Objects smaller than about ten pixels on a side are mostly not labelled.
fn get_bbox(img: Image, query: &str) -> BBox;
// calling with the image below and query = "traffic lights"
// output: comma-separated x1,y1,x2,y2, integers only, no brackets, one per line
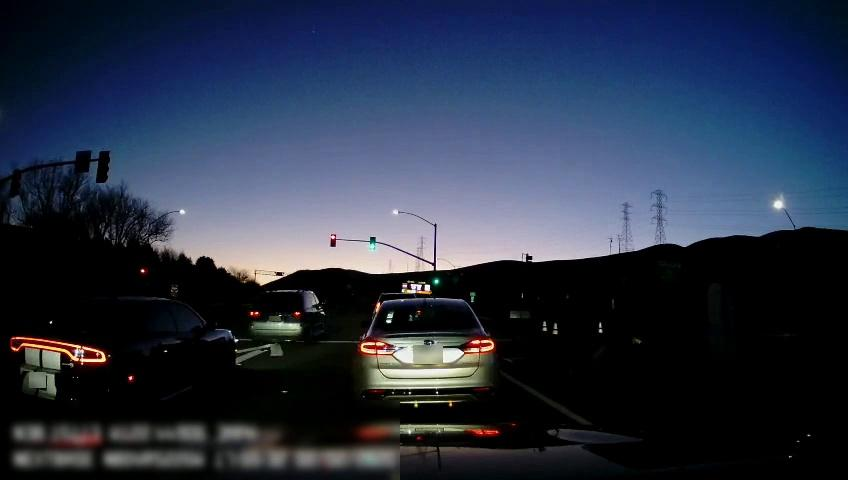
95,150,111,184
369,236,376,251
525,253,533,265
431,276,441,287
8,168,23,199
329,233,337,248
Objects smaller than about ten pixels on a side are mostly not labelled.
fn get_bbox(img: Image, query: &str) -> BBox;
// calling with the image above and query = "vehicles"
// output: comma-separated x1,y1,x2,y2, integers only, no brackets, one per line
6,294,238,434
373,292,425,321
247,290,328,345
351,297,500,418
